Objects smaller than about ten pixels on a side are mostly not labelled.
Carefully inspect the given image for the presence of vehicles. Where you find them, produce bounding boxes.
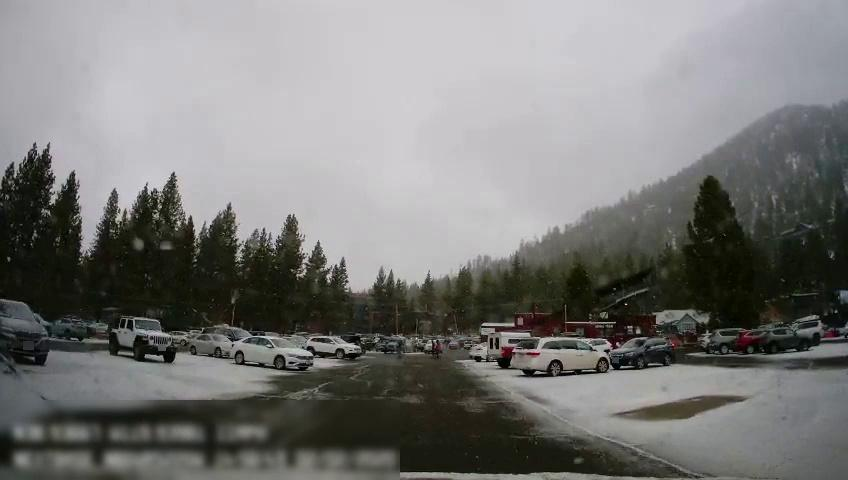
[757,329,811,354]
[201,326,251,341]
[109,317,176,365]
[0,298,50,366]
[167,330,190,347]
[734,329,760,355]
[791,315,824,343]
[51,318,88,341]
[487,332,531,370]
[340,335,361,346]
[708,327,739,354]
[305,336,361,360]
[510,336,610,377]
[581,338,613,350]
[189,333,233,359]
[231,335,314,371]
[609,337,673,370]
[469,340,487,363]
[424,339,432,355]
[695,333,709,354]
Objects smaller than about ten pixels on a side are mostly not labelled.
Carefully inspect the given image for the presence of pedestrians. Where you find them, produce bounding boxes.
[437,339,443,356]
[432,339,437,356]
